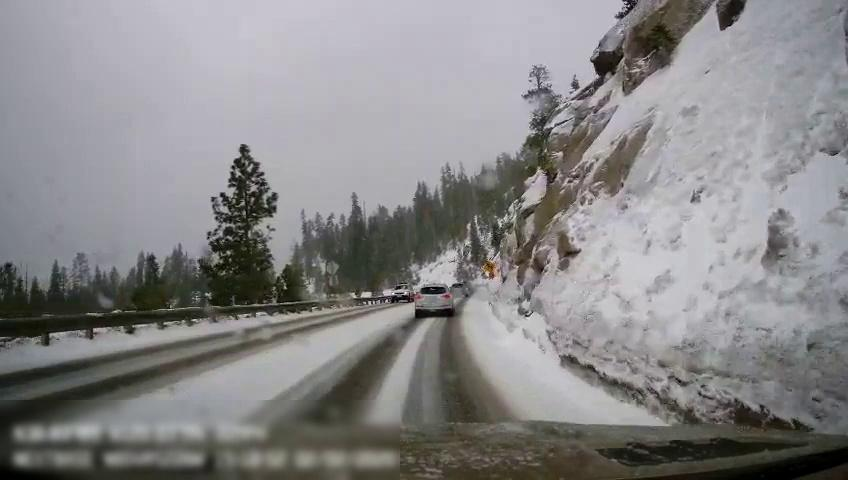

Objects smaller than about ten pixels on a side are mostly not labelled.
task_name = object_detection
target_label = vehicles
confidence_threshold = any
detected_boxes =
[414,283,454,318]
[391,284,415,303]
[450,282,470,298]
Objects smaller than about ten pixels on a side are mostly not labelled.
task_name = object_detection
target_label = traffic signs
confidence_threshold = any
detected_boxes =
[483,261,498,273]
